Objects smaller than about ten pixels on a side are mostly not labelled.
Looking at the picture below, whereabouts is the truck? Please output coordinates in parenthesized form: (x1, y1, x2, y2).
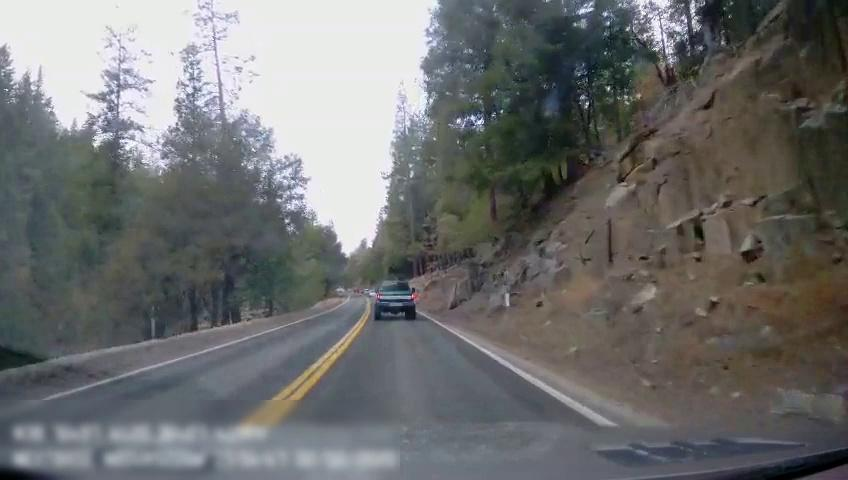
(373, 279, 416, 322)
